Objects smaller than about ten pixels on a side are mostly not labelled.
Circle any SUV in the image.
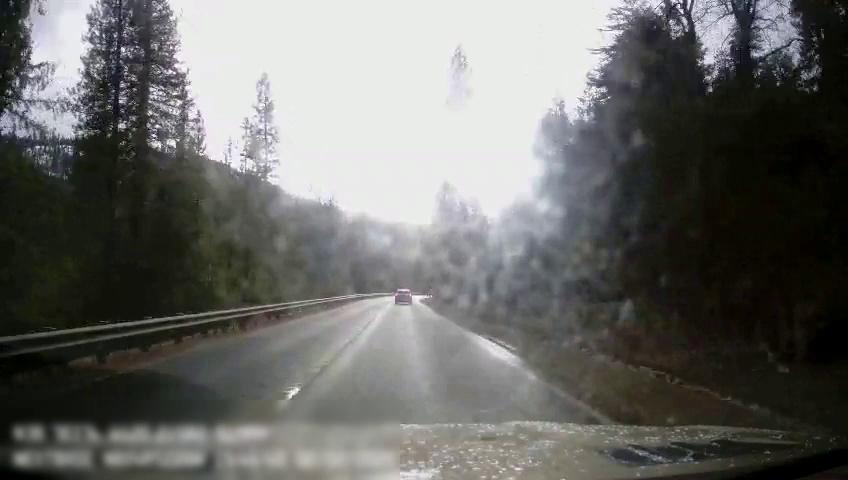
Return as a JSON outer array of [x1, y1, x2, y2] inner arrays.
[[394, 288, 413, 305]]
